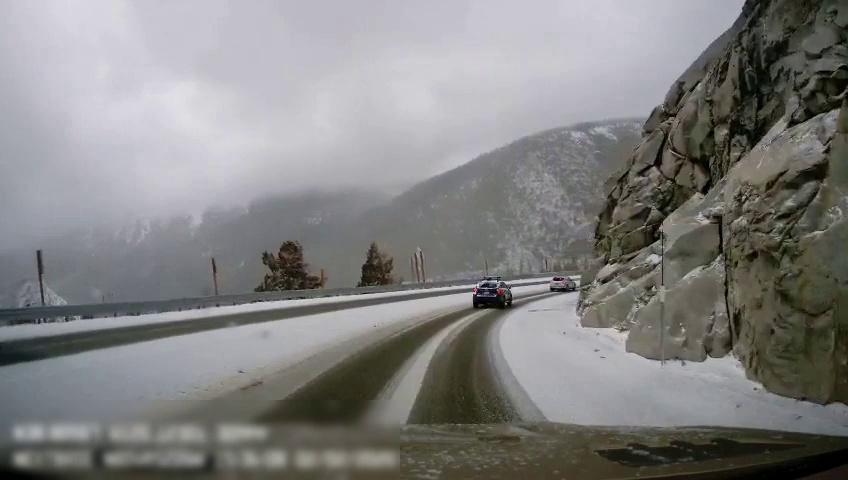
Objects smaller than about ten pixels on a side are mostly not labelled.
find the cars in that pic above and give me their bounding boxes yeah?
[472,275,513,309]
[549,276,577,292]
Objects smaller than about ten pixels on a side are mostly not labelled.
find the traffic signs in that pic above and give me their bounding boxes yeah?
[413,247,425,273]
